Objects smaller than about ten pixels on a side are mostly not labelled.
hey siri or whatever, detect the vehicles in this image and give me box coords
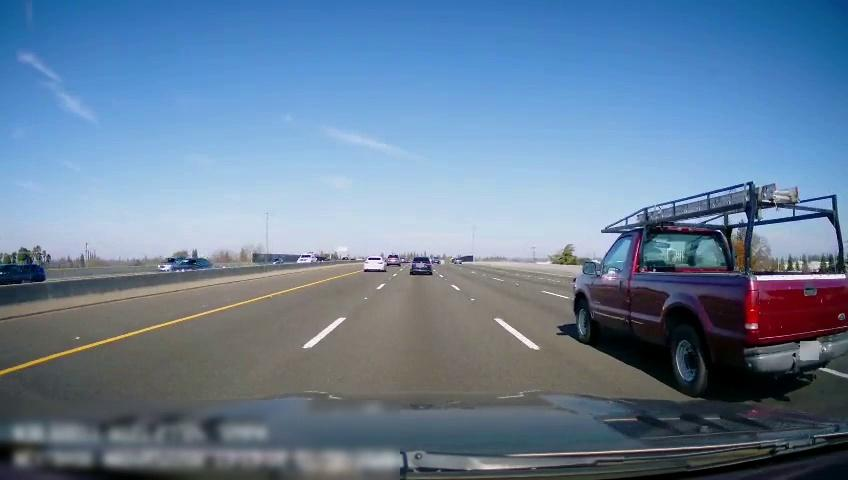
[0,263,48,286]
[159,258,201,272]
[192,258,210,270]
[385,254,402,267]
[295,253,319,265]
[409,256,433,276]
[569,179,848,398]
[363,255,387,273]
